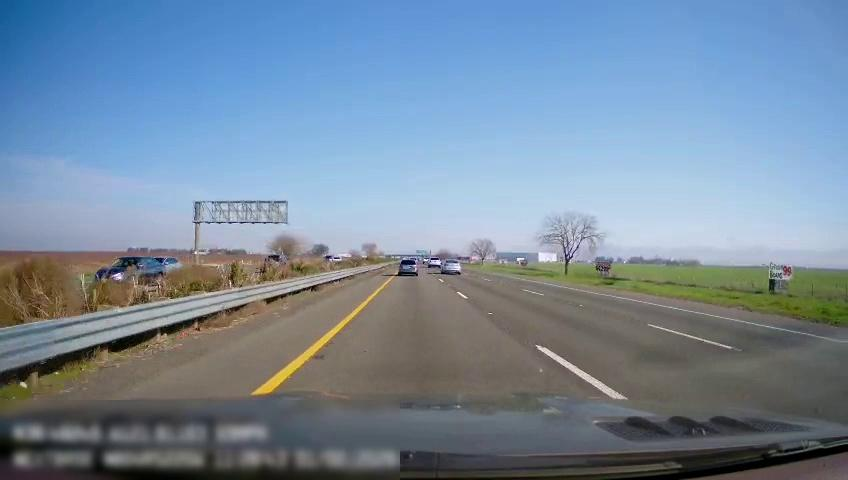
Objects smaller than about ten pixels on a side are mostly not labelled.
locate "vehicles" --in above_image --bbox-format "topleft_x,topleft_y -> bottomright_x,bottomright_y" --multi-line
398,258 -> 418,276
93,256 -> 168,287
439,259 -> 462,275
427,257 -> 441,268
151,256 -> 184,274
264,254 -> 288,268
